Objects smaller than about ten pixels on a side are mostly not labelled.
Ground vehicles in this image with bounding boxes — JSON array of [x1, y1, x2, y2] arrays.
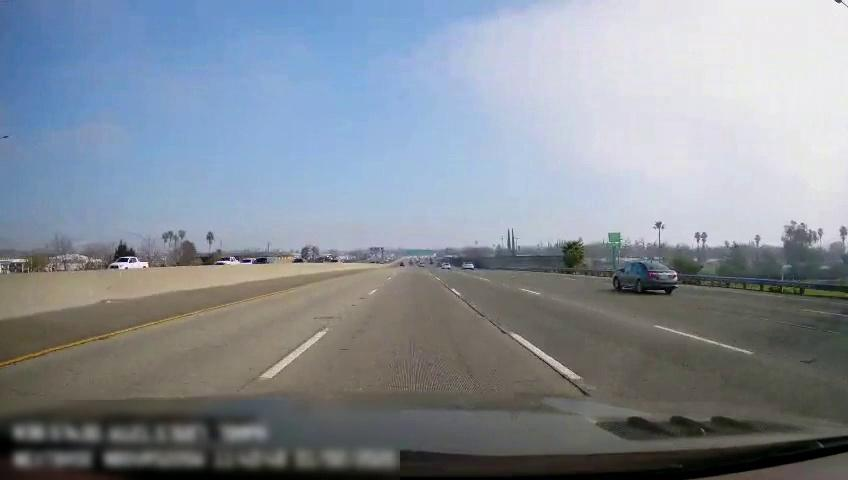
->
[[253, 257, 280, 265], [612, 260, 679, 295], [108, 256, 150, 271], [240, 257, 259, 265], [215, 256, 241, 266], [462, 262, 474, 271]]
